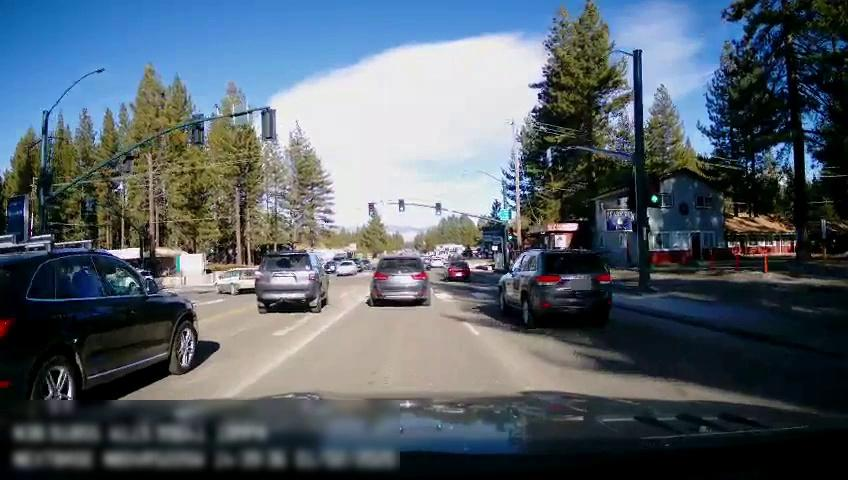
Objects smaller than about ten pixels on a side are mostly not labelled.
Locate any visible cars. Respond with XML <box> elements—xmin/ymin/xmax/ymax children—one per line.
<box><xmin>336</xmin><ymin>260</ymin><xmax>358</xmax><ymax>277</ymax></box>
<box><xmin>447</xmin><ymin>262</ymin><xmax>470</xmax><ymax>281</ymax></box>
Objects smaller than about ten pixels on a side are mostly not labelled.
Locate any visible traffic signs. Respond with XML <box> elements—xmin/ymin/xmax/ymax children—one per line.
<box><xmin>497</xmin><ymin>207</ymin><xmax>513</xmax><ymax>222</ymax></box>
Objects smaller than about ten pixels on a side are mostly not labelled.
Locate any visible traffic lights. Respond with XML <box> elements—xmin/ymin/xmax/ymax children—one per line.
<box><xmin>546</xmin><ymin>144</ymin><xmax>557</xmax><ymax>166</ymax></box>
<box><xmin>369</xmin><ymin>203</ymin><xmax>375</xmax><ymax>217</ymax></box>
<box><xmin>647</xmin><ymin>175</ymin><xmax>661</xmax><ymax>206</ymax></box>
<box><xmin>398</xmin><ymin>199</ymin><xmax>405</xmax><ymax>212</ymax></box>
<box><xmin>188</xmin><ymin>118</ymin><xmax>206</xmax><ymax>144</ymax></box>
<box><xmin>260</xmin><ymin>108</ymin><xmax>278</xmax><ymax>142</ymax></box>
<box><xmin>433</xmin><ymin>200</ymin><xmax>441</xmax><ymax>214</ymax></box>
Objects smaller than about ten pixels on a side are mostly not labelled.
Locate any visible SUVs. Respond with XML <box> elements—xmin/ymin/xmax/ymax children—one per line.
<box><xmin>216</xmin><ymin>267</ymin><xmax>258</xmax><ymax>296</ymax></box>
<box><xmin>370</xmin><ymin>257</ymin><xmax>431</xmax><ymax>309</ymax></box>
<box><xmin>0</xmin><ymin>247</ymin><xmax>198</xmax><ymax>417</ymax></box>
<box><xmin>255</xmin><ymin>252</ymin><xmax>331</xmax><ymax>315</ymax></box>
<box><xmin>497</xmin><ymin>248</ymin><xmax>612</xmax><ymax>330</ymax></box>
